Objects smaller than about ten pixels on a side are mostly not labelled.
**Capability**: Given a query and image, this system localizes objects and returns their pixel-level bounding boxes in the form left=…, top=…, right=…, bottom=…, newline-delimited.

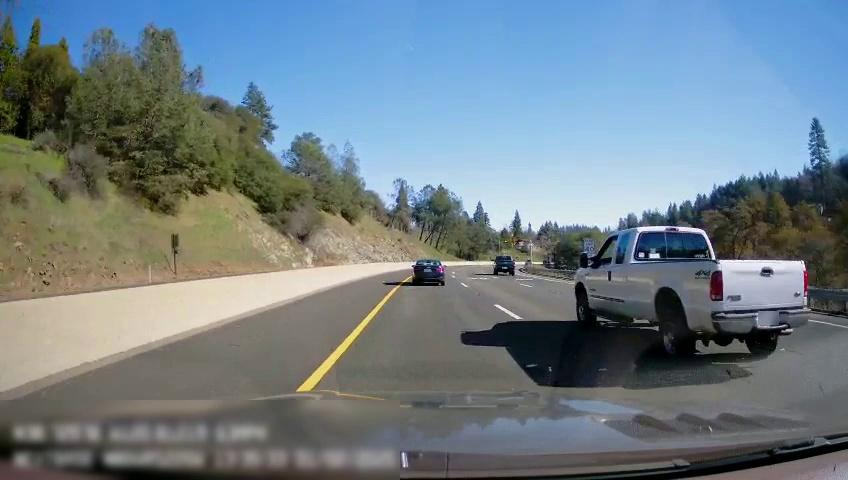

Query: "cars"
left=412, top=257, right=446, bottom=285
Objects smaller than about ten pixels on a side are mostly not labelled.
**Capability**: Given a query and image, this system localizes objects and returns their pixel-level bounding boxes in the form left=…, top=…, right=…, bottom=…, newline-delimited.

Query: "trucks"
left=573, top=226, right=810, bottom=362
left=492, top=254, right=516, bottom=276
